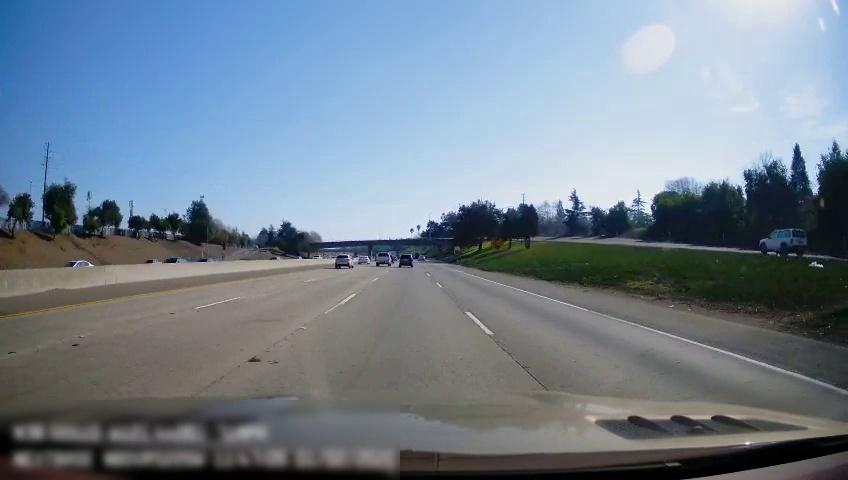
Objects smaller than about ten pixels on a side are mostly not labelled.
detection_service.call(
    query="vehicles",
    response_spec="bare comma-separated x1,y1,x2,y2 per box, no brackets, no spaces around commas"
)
61,261,93,268
334,253,356,269
162,257,185,265
142,259,163,265
759,228,809,259
375,251,393,267
357,255,370,265
398,253,414,267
